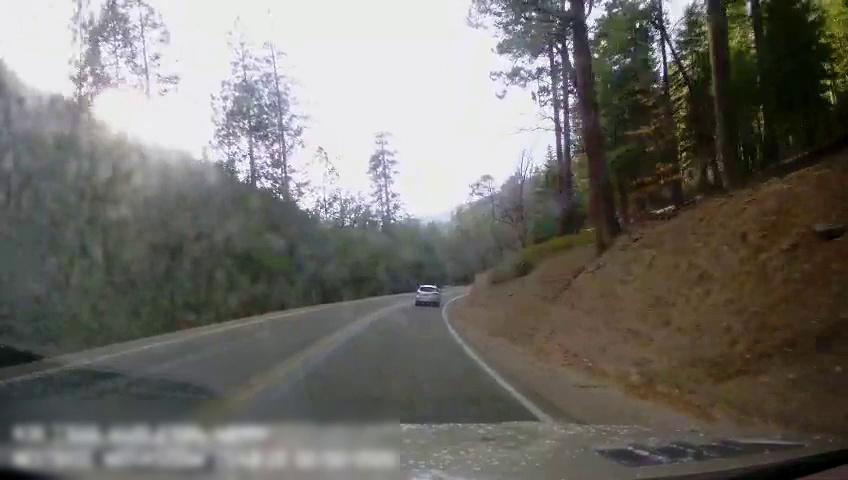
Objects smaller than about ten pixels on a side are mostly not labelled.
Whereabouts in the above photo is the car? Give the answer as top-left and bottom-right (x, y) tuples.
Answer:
(415, 284), (441, 307)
